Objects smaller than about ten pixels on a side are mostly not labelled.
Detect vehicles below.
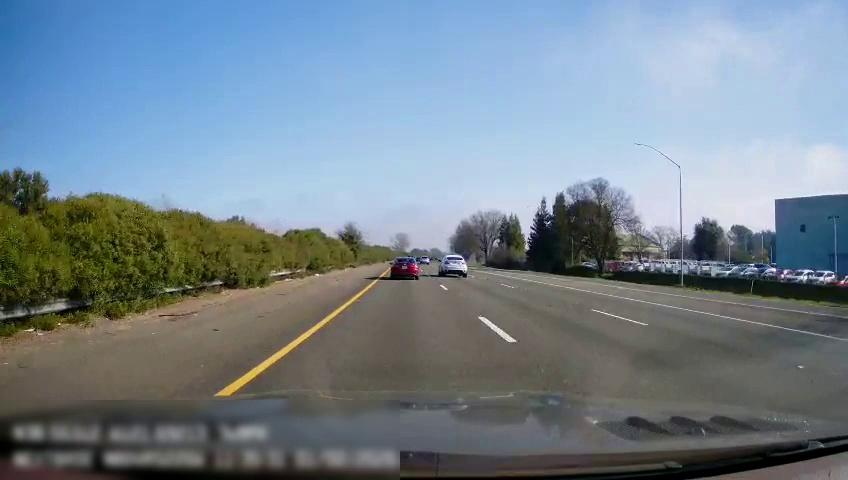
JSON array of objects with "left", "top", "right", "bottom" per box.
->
[
  {"left": 437, "top": 254, "right": 469, "bottom": 278},
  {"left": 390, "top": 258, "right": 419, "bottom": 280},
  {"left": 419, "top": 256, "right": 430, "bottom": 265}
]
